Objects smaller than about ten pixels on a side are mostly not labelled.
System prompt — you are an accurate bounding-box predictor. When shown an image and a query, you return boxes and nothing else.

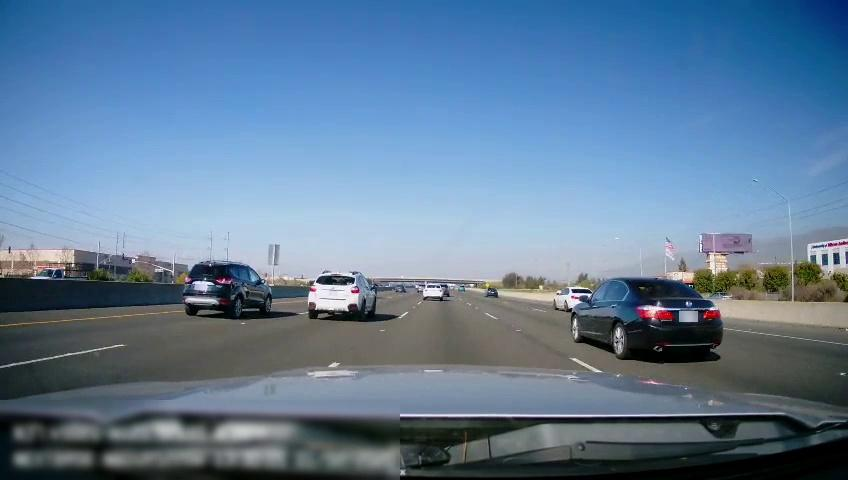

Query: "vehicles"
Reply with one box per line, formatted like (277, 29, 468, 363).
(569, 275, 724, 361)
(307, 269, 378, 322)
(182, 259, 274, 320)
(422, 282, 444, 302)
(439, 283, 450, 297)
(416, 284, 427, 293)
(366, 282, 378, 294)
(26, 262, 90, 282)
(395, 284, 407, 293)
(709, 291, 733, 301)
(551, 286, 596, 313)
(485, 287, 499, 298)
